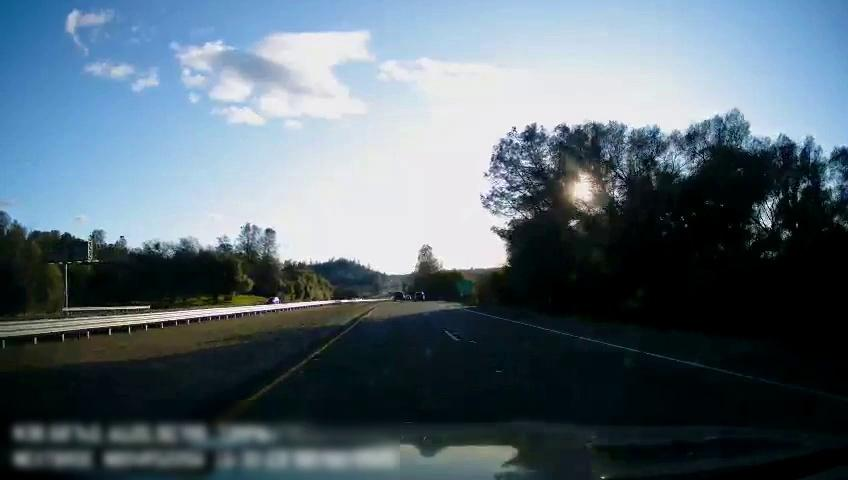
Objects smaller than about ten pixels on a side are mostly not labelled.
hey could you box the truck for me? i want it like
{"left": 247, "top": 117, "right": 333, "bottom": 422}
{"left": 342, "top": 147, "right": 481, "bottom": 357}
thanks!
{"left": 393, "top": 291, "right": 406, "bottom": 302}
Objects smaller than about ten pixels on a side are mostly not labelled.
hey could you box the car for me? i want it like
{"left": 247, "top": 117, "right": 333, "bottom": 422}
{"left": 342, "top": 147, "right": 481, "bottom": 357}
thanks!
{"left": 413, "top": 291, "right": 426, "bottom": 302}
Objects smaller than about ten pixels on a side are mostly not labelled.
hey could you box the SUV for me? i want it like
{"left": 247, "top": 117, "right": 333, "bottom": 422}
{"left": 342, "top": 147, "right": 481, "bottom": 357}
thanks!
{"left": 266, "top": 296, "right": 282, "bottom": 306}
